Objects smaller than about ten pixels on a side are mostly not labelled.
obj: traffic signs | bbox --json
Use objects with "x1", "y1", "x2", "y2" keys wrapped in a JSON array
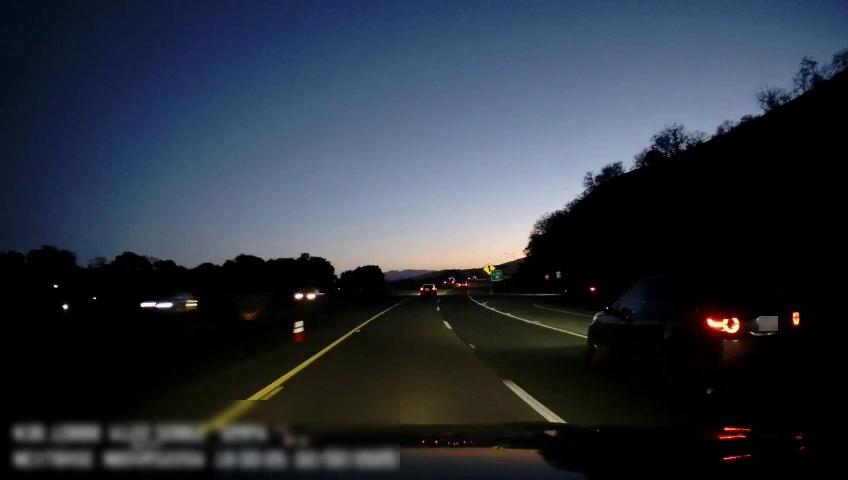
[{"x1": 485, "y1": 263, "x2": 497, "y2": 276}]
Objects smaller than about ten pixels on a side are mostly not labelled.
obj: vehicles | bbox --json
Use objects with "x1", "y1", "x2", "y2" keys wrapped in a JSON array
[
  {"x1": 291, "y1": 288, "x2": 325, "y2": 302},
  {"x1": 419, "y1": 284, "x2": 436, "y2": 298},
  {"x1": 139, "y1": 290, "x2": 198, "y2": 314},
  {"x1": 586, "y1": 274, "x2": 805, "y2": 391},
  {"x1": 442, "y1": 278, "x2": 455, "y2": 288}
]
